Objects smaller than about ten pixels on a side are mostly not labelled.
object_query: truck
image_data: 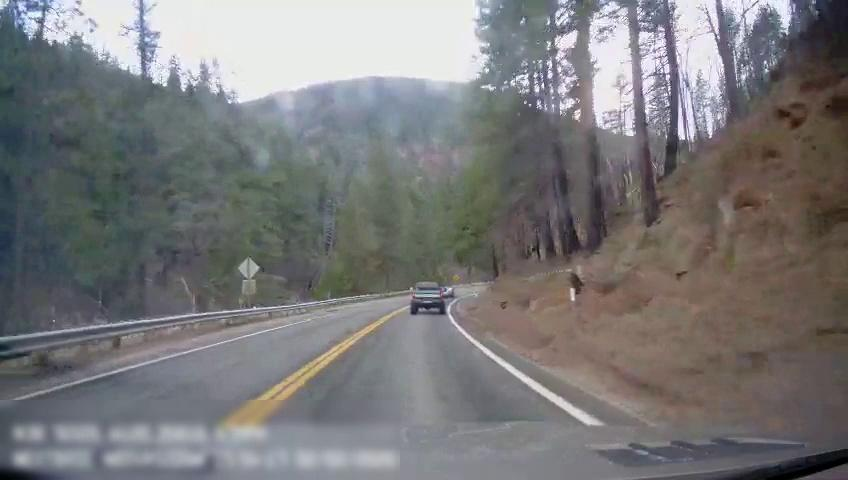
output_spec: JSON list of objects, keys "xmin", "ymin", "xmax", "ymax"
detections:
[{"xmin": 410, "ymin": 282, "xmax": 446, "ymax": 316}]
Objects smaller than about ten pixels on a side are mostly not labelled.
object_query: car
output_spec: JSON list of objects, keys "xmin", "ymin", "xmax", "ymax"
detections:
[{"xmin": 441, "ymin": 286, "xmax": 454, "ymax": 299}]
